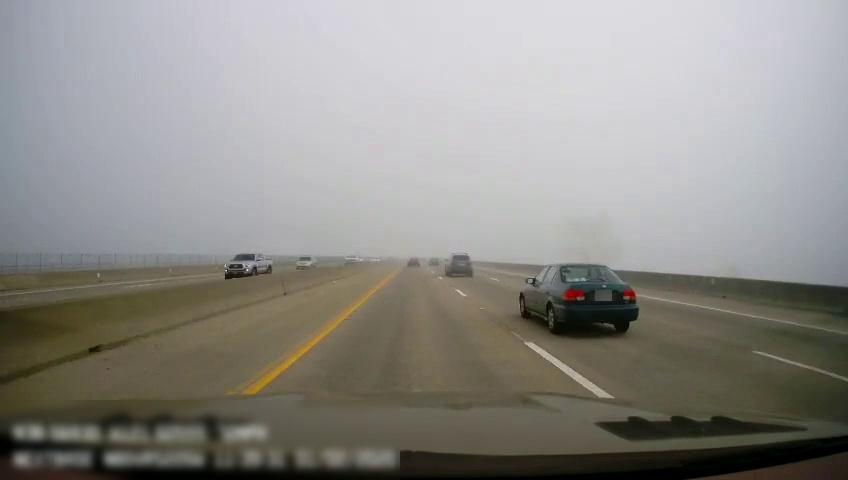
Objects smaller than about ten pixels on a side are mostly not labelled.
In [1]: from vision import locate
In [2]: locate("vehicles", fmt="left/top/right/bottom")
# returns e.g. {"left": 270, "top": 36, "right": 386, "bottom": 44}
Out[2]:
{"left": 223, "top": 251, "right": 274, "bottom": 280}
{"left": 407, "top": 256, "right": 420, "bottom": 268}
{"left": 294, "top": 255, "right": 319, "bottom": 271}
{"left": 343, "top": 255, "right": 364, "bottom": 265}
{"left": 443, "top": 252, "right": 473, "bottom": 277}
{"left": 516, "top": 263, "right": 641, "bottom": 336}
{"left": 428, "top": 257, "right": 440, "bottom": 266}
